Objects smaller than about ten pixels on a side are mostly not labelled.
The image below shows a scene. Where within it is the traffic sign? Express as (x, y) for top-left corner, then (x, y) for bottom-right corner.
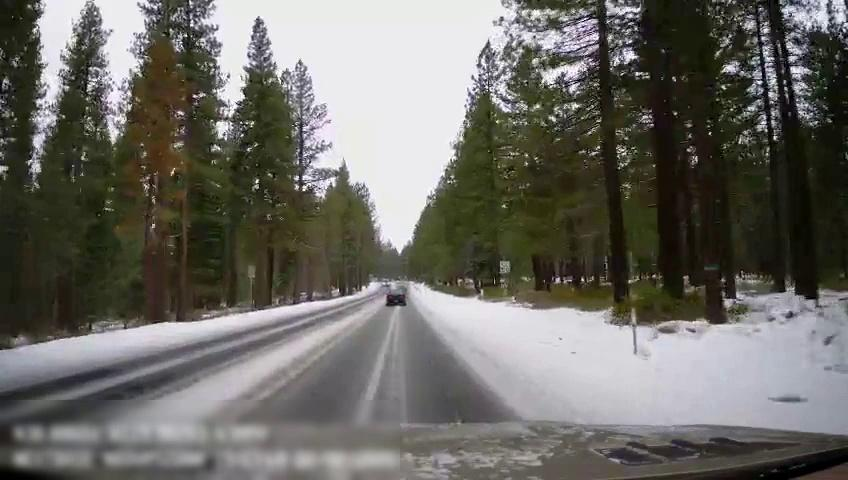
(499, 260), (511, 275)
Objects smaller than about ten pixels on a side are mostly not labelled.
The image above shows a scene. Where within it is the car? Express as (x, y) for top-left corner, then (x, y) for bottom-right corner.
(386, 287), (407, 307)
